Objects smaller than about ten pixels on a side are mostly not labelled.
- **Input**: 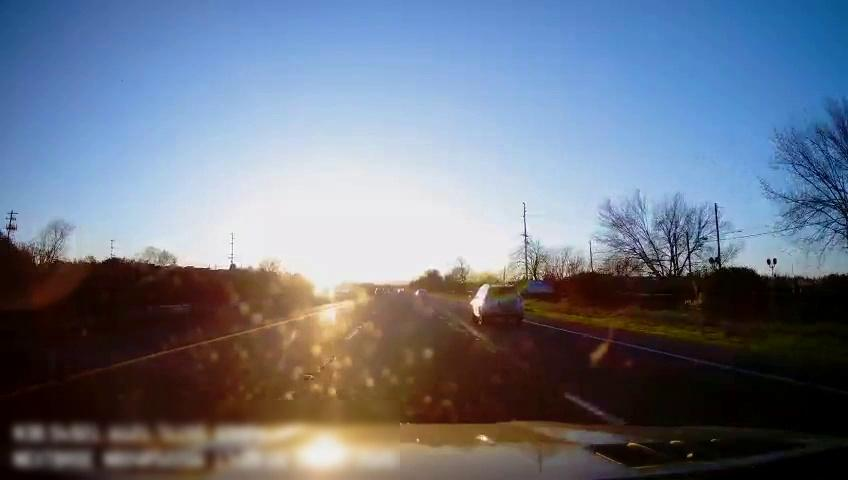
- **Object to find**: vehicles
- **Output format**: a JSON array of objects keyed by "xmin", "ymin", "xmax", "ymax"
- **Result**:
[
  {"xmin": 374, "ymin": 288, "xmax": 388, "ymax": 300},
  {"xmin": 415, "ymin": 288, "xmax": 427, "ymax": 299},
  {"xmin": 469, "ymin": 284, "xmax": 525, "ymax": 327}
]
